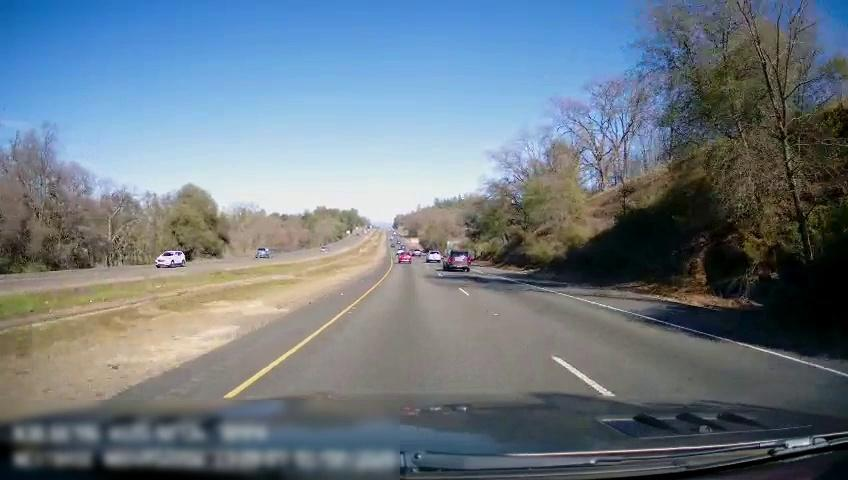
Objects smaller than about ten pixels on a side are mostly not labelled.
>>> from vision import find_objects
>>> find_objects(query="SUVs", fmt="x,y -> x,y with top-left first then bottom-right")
425,250 -> 441,264
397,251 -> 412,264
442,249 -> 472,273
155,250 -> 187,270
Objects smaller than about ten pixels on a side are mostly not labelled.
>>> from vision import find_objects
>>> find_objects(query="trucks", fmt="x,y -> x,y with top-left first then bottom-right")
254,248 -> 272,259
